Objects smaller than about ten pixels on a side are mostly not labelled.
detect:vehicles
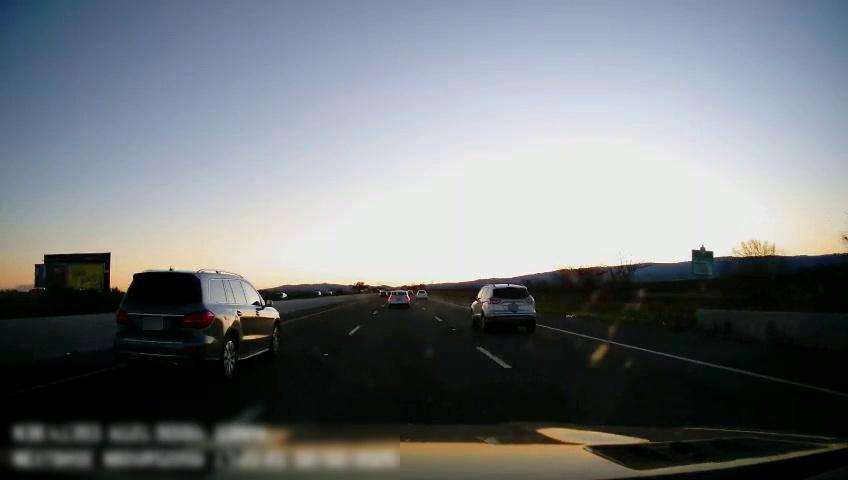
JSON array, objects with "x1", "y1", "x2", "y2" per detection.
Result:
[
  {"x1": 388, "y1": 290, "x2": 411, "y2": 308},
  {"x1": 276, "y1": 291, "x2": 288, "y2": 300},
  {"x1": 416, "y1": 290, "x2": 429, "y2": 299},
  {"x1": 111, "y1": 266, "x2": 285, "y2": 385},
  {"x1": 468, "y1": 282, "x2": 538, "y2": 332}
]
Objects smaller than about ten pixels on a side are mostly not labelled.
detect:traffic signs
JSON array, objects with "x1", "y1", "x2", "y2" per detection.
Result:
[{"x1": 691, "y1": 249, "x2": 713, "y2": 277}]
